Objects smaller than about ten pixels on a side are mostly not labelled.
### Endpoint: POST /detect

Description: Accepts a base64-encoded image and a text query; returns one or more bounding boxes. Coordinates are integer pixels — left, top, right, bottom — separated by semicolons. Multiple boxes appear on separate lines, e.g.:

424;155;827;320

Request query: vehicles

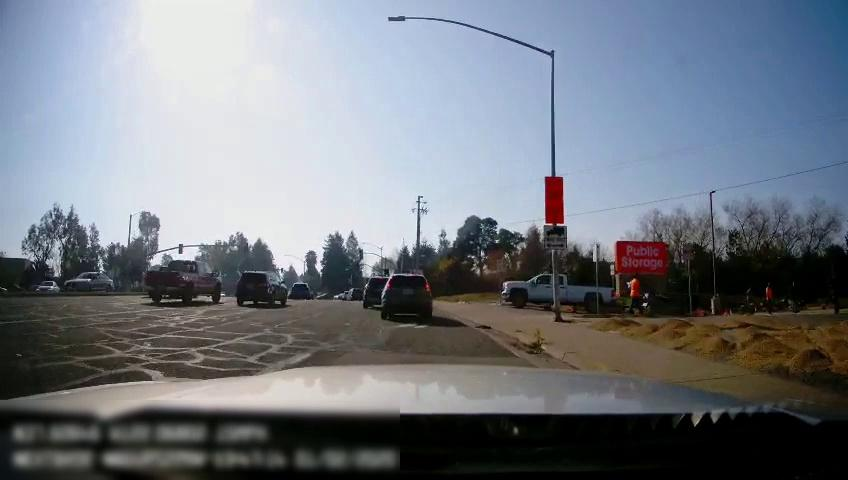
236;270;289;309
289;281;314;300
362;277;390;309
63;272;115;291
502;274;618;318
349;286;363;301
143;259;222;308
32;280;61;294
381;273;436;322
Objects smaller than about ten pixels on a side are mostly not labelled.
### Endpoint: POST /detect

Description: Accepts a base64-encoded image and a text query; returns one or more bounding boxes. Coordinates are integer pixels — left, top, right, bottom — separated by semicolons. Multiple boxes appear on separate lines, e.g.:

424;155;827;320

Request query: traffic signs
544;225;569;250
543;174;565;225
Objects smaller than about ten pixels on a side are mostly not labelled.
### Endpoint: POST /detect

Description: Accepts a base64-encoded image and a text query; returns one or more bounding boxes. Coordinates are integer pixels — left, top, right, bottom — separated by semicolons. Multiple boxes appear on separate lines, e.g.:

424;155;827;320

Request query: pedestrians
629;272;647;315
765;280;775;312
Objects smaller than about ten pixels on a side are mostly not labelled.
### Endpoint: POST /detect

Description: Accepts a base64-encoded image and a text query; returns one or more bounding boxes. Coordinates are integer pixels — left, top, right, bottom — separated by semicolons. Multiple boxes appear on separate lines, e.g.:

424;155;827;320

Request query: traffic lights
178;243;184;256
